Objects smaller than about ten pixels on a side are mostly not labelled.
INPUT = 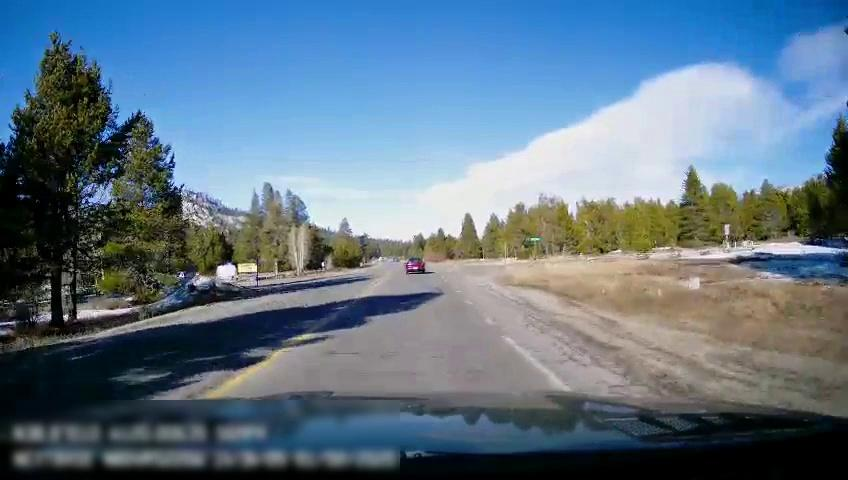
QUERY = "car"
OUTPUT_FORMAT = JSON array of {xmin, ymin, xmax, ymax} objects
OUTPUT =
[{"xmin": 405, "ymin": 256, "xmax": 426, "ymax": 275}]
